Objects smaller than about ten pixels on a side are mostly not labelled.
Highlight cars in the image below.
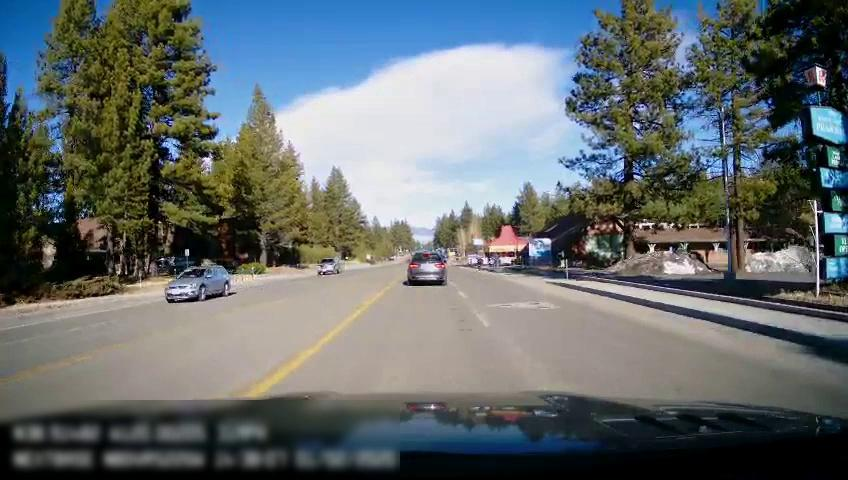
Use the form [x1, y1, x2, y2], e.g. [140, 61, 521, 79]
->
[165, 265, 233, 304]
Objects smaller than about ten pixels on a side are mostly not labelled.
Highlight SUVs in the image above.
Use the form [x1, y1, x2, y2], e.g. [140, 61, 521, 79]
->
[317, 257, 339, 276]
[408, 253, 448, 286]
